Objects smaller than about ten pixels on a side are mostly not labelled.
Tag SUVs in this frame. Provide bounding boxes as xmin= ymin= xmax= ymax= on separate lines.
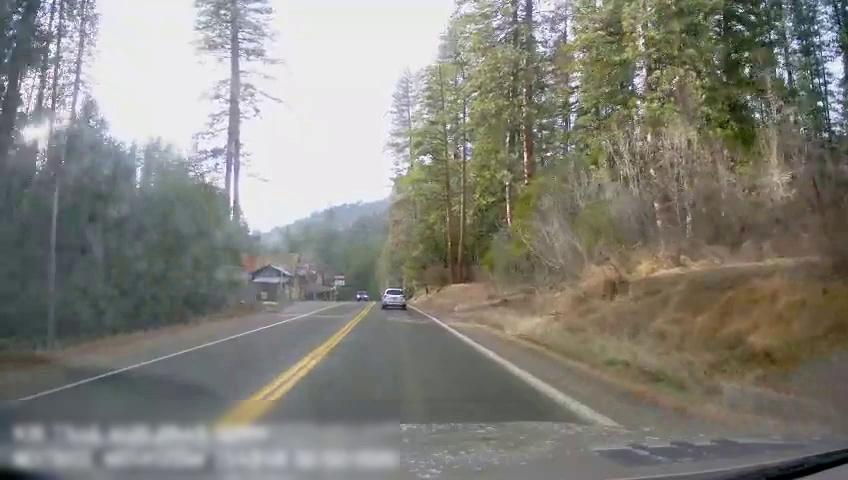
xmin=355 ymin=290 xmax=369 ymax=302
xmin=381 ymin=288 xmax=407 ymax=311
